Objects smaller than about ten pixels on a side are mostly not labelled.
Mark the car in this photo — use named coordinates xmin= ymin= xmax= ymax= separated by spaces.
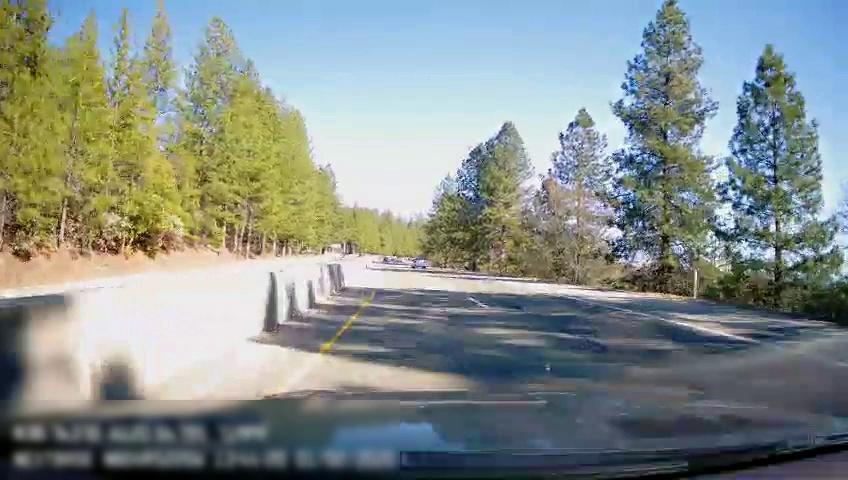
xmin=410 ymin=257 xmax=427 ymax=269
